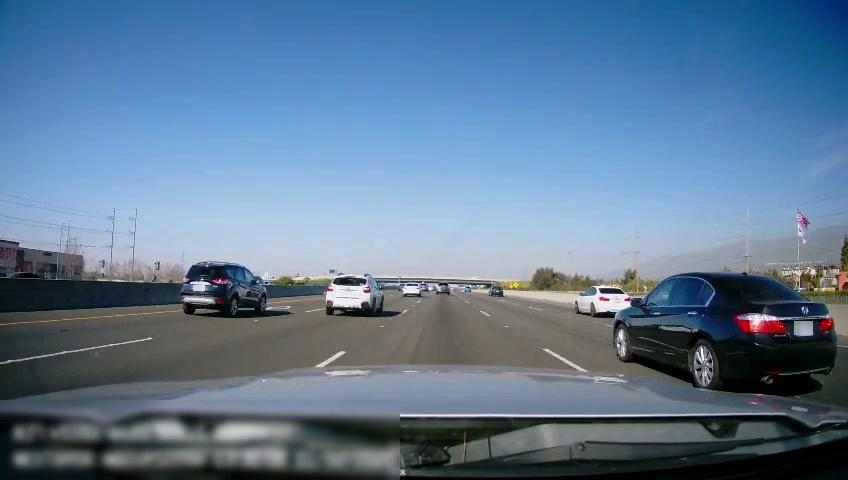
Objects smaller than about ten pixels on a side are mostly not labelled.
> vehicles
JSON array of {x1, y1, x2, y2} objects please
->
[
  {"x1": 436, "y1": 282, "x2": 451, "y2": 296},
  {"x1": 574, "y1": 285, "x2": 632, "y2": 318},
  {"x1": 251, "y1": 275, "x2": 272, "y2": 287},
  {"x1": 402, "y1": 282, "x2": 422, "y2": 298},
  {"x1": 325, "y1": 272, "x2": 384, "y2": 316},
  {"x1": 611, "y1": 270, "x2": 839, "y2": 390},
  {"x1": 181, "y1": 260, "x2": 268, "y2": 318},
  {"x1": 419, "y1": 283, "x2": 429, "y2": 292},
  {"x1": 488, "y1": 285, "x2": 504, "y2": 297},
  {"x1": 0, "y1": 271, "x2": 45, "y2": 281}
]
